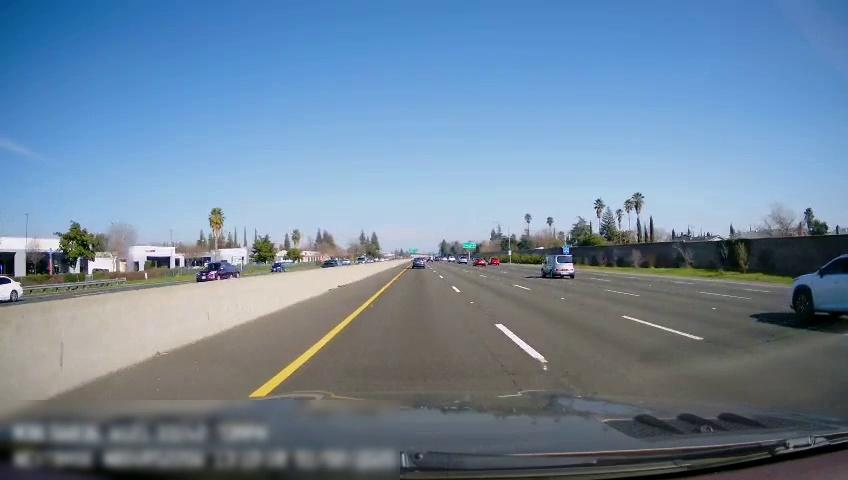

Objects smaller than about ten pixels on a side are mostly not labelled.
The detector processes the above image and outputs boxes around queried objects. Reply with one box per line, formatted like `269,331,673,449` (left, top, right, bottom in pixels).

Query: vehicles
790,253,848,320
487,257,499,266
412,256,427,269
194,261,241,284
319,258,343,269
356,257,369,265
471,256,487,267
271,262,286,273
538,254,575,278
457,256,468,265
0,276,25,302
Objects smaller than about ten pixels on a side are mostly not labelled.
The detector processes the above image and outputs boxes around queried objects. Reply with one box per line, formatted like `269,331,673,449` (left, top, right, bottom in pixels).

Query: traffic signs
462,242,477,251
